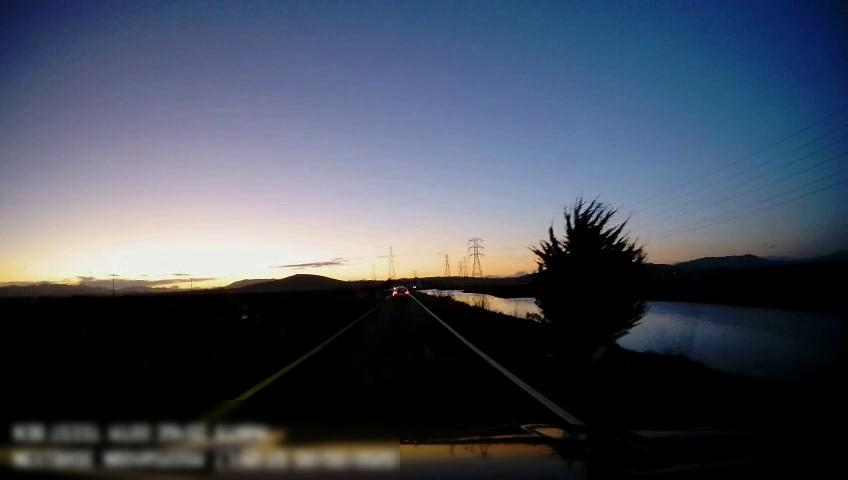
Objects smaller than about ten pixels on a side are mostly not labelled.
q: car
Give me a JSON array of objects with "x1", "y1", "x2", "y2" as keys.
[{"x1": 391, "y1": 287, "x2": 409, "y2": 301}]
